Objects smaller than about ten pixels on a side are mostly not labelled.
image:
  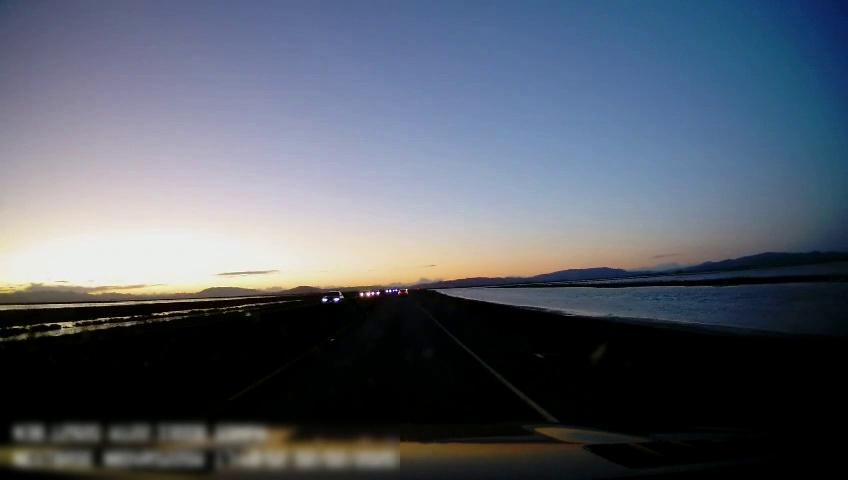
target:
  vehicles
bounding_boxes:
[359,289,374,298]
[397,287,409,296]
[321,290,345,304]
